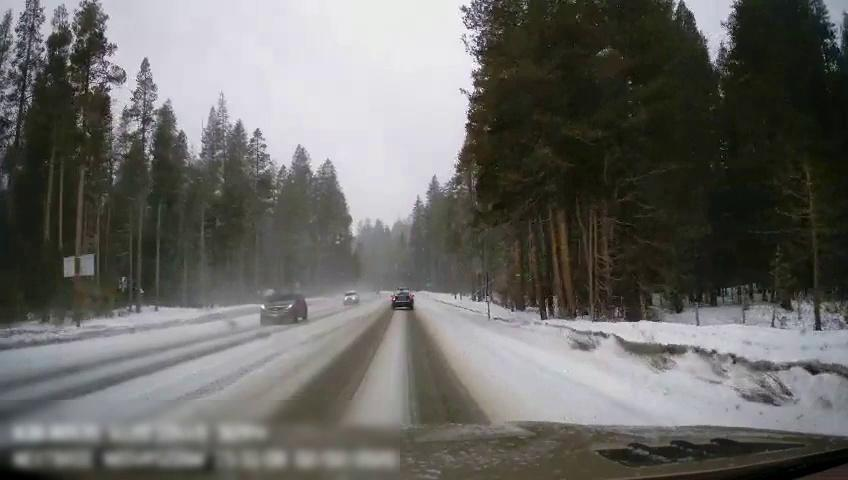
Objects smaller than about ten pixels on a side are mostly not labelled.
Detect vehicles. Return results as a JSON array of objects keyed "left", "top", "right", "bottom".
[
  {"left": 390, "top": 287, "right": 415, "bottom": 311},
  {"left": 343, "top": 290, "right": 360, "bottom": 304},
  {"left": 259, "top": 292, "right": 308, "bottom": 325}
]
